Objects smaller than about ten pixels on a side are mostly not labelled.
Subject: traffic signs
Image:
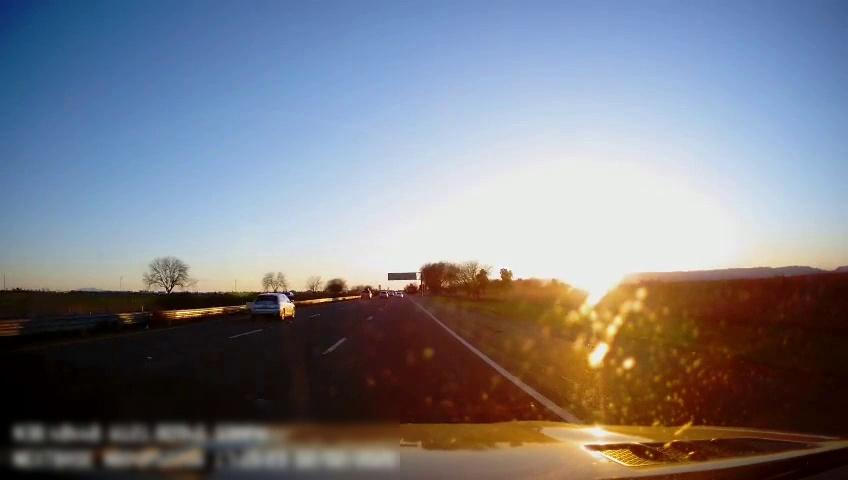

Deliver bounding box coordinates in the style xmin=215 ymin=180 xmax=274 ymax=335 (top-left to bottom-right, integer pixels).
xmin=388 ymin=272 xmax=416 ymax=280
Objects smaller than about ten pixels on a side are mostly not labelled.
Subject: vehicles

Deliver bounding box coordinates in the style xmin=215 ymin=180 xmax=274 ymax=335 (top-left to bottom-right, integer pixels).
xmin=250 ymin=293 xmax=297 ymax=322
xmin=359 ymin=287 xmax=373 ymax=299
